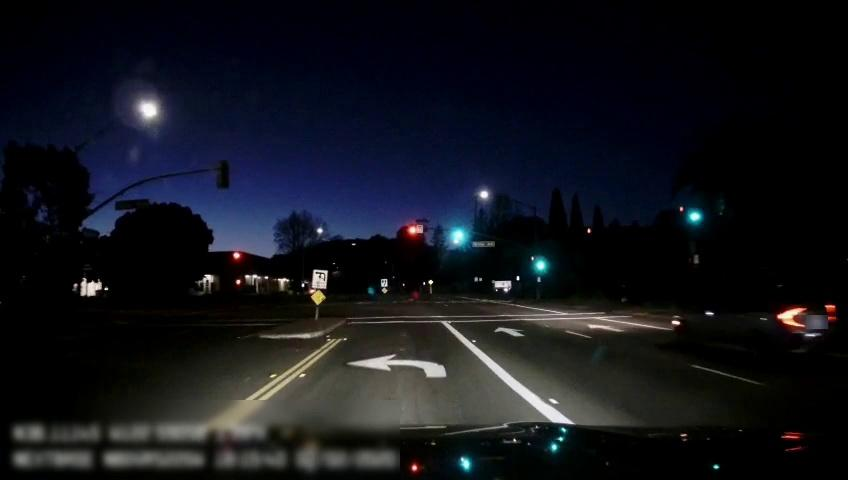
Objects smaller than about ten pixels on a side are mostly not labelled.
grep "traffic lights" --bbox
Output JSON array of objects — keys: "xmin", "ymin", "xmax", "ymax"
[
  {"xmin": 456, "ymin": 229, "xmax": 462, "ymax": 241},
  {"xmin": 691, "ymin": 203, "xmax": 699, "ymax": 222},
  {"xmin": 234, "ymin": 253, "xmax": 239, "ymax": 264},
  {"xmin": 217, "ymin": 158, "xmax": 229, "ymax": 189},
  {"xmin": 538, "ymin": 257, "xmax": 544, "ymax": 269},
  {"xmin": 410, "ymin": 227, "xmax": 416, "ymax": 240}
]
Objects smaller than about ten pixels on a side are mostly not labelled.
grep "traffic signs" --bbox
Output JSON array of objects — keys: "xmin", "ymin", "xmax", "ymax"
[
  {"xmin": 312, "ymin": 269, "xmax": 328, "ymax": 289},
  {"xmin": 310, "ymin": 289, "xmax": 327, "ymax": 306}
]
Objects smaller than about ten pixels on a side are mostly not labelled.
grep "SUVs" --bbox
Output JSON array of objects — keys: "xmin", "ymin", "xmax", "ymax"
[{"xmin": 671, "ymin": 278, "xmax": 838, "ymax": 374}]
